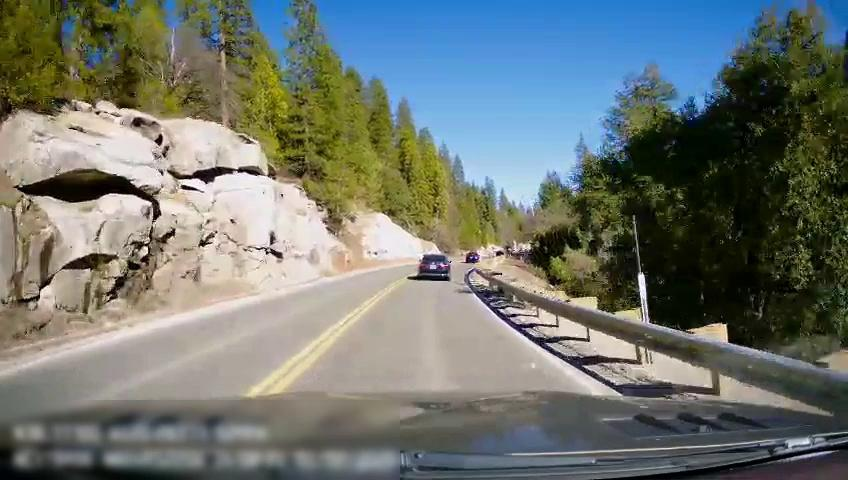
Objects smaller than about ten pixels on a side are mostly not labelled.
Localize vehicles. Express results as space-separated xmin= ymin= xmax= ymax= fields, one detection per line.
xmin=417 ymin=253 xmax=453 ymax=281
xmin=465 ymin=250 xmax=480 ymax=264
